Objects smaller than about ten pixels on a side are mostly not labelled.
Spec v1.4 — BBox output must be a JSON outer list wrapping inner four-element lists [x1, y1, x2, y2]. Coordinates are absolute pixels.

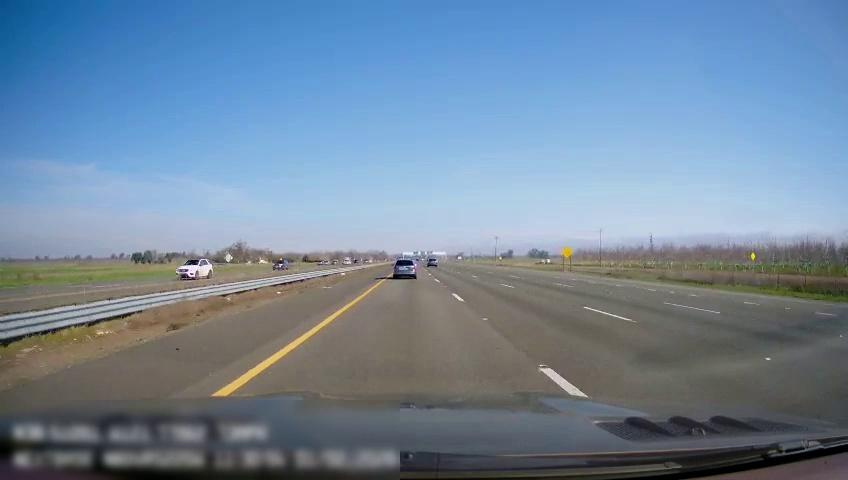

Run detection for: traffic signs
[[562, 246, 574, 259]]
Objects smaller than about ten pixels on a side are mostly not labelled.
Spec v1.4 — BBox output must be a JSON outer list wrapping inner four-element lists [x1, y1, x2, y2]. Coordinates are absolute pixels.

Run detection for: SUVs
[[175, 259, 213, 282], [272, 259, 289, 271], [427, 259, 438, 268], [393, 258, 417, 279]]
